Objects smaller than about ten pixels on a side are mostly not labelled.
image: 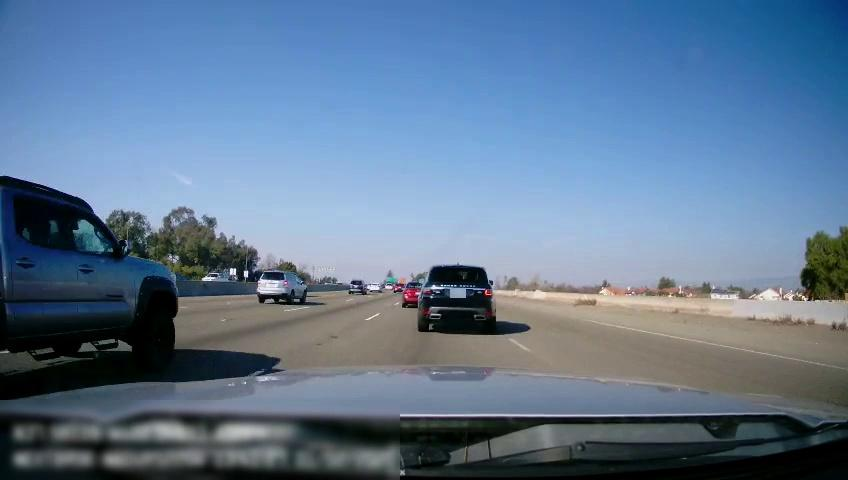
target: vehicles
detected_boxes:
[0,182,180,372]
[402,281,421,308]
[348,279,369,296]
[369,282,384,294]
[201,272,229,282]
[417,264,495,333]
[392,283,406,293]
[256,270,308,306]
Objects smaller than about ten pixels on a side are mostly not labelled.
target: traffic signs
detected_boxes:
[386,276,397,283]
